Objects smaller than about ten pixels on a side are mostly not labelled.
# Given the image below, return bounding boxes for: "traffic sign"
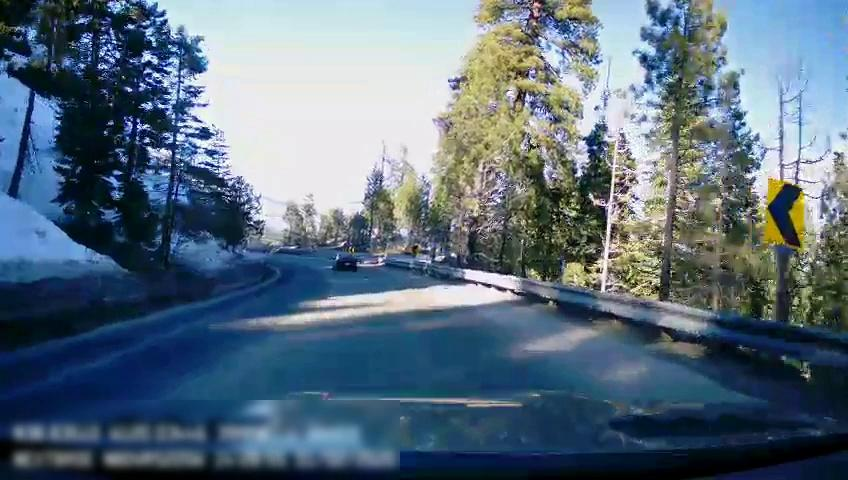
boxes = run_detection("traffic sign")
[764,177,808,252]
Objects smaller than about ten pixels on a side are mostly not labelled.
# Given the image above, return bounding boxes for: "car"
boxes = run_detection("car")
[333,253,359,273]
